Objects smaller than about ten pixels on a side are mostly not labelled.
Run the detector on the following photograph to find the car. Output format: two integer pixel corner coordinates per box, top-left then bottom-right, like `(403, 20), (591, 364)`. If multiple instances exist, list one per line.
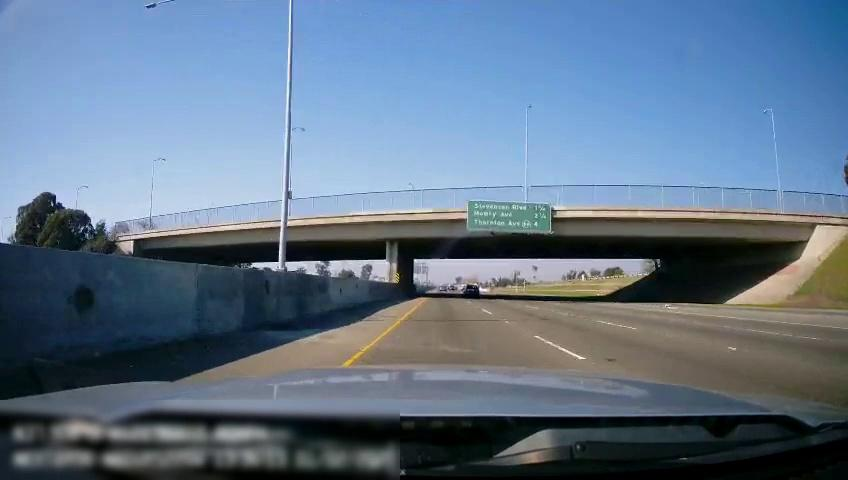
(464, 285), (480, 298)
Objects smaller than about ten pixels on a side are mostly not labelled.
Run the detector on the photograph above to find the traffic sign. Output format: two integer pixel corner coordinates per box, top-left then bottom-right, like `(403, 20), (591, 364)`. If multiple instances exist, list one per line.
(467, 200), (552, 233)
